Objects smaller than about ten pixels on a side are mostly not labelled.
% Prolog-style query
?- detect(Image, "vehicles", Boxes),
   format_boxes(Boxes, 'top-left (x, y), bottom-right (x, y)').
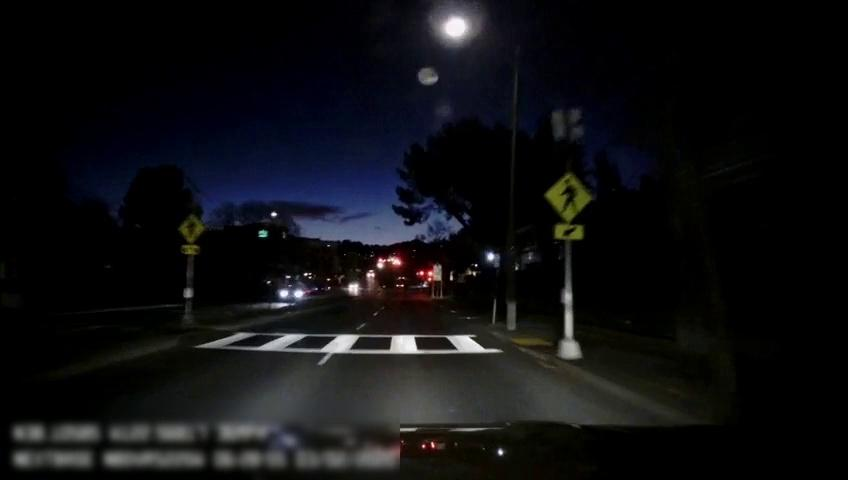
top-left (278, 283), bottom-right (311, 301)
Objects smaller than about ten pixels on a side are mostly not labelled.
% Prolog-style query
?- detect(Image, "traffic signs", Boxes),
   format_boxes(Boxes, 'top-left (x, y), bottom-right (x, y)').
top-left (556, 223), bottom-right (585, 240)
top-left (545, 174), bottom-right (593, 223)
top-left (181, 245), bottom-right (200, 254)
top-left (179, 215), bottom-right (204, 242)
